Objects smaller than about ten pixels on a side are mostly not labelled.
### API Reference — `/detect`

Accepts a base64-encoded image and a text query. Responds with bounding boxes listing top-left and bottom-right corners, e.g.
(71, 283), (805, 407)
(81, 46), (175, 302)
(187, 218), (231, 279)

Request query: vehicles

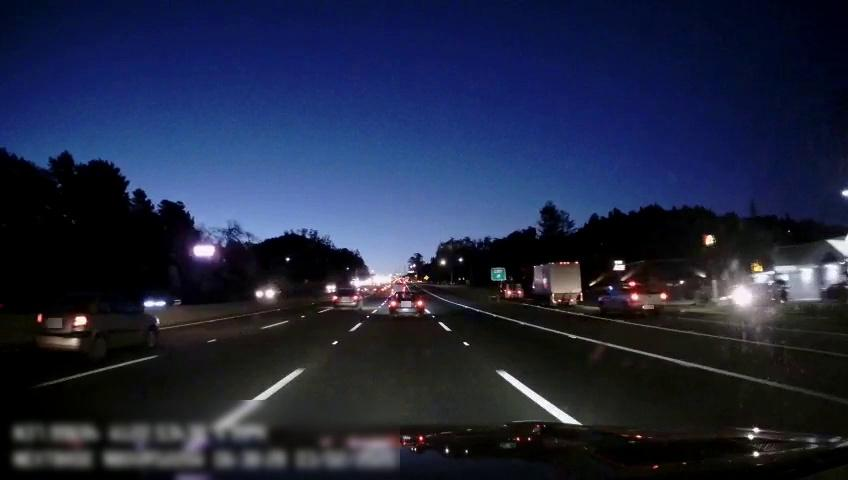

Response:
(143, 295), (181, 308)
(819, 282), (848, 300)
(391, 287), (407, 298)
(387, 291), (425, 321)
(532, 262), (584, 308)
(34, 293), (160, 362)
(499, 276), (524, 300)
(332, 287), (363, 313)
(598, 283), (667, 319)
(256, 287), (281, 300)
(373, 285), (386, 295)
(357, 286), (370, 295)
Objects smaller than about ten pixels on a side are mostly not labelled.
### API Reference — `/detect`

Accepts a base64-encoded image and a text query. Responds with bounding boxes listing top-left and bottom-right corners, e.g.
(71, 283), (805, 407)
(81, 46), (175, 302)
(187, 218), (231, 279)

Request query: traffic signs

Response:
(490, 267), (506, 281)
